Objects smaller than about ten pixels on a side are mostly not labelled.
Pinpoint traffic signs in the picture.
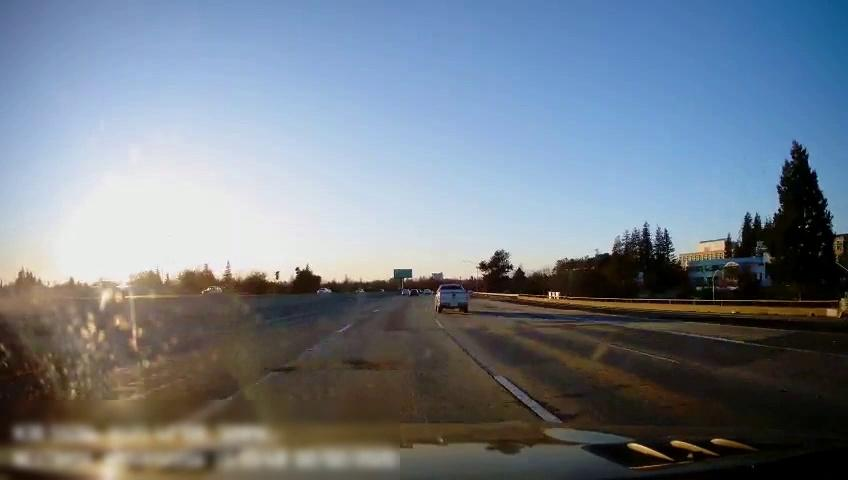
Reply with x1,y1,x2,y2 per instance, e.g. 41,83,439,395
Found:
392,269,413,279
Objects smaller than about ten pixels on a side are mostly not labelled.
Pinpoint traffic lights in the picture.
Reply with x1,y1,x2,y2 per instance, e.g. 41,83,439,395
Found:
275,271,279,282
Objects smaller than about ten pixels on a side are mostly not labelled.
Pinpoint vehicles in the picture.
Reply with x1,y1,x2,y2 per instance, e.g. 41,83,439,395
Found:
401,288,411,296
316,288,330,295
434,283,471,314
422,288,432,296
409,288,421,298
202,285,223,296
